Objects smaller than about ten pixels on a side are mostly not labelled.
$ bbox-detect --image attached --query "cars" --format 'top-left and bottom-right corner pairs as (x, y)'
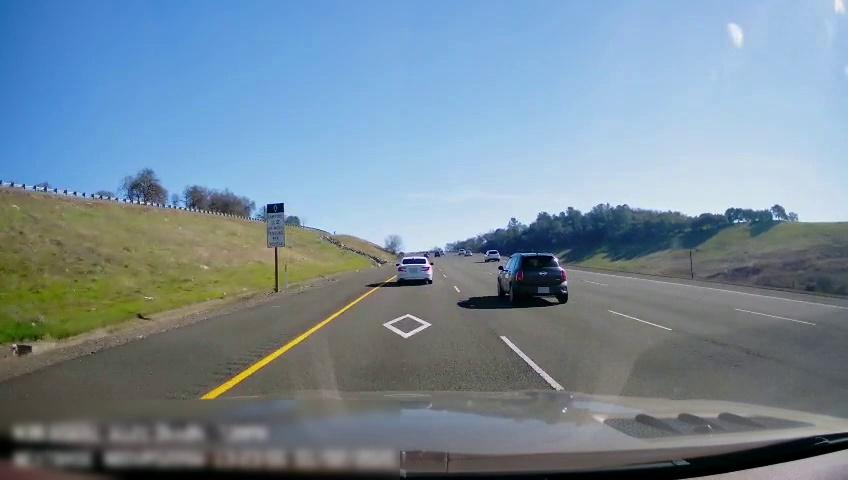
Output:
(396, 257), (434, 285)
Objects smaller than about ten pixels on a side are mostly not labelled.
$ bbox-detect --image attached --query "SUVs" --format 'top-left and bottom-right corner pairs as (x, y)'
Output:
(497, 252), (569, 308)
(484, 250), (501, 263)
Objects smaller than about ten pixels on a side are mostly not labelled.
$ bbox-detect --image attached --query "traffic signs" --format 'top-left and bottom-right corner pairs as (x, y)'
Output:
(266, 202), (286, 248)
